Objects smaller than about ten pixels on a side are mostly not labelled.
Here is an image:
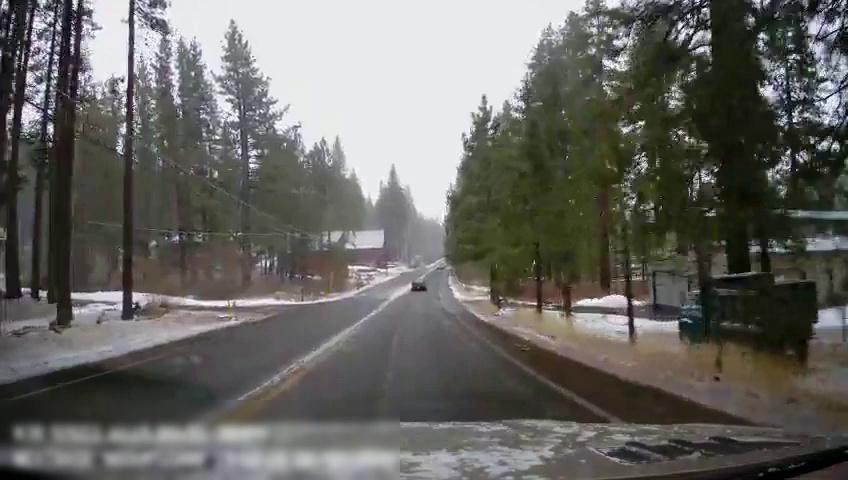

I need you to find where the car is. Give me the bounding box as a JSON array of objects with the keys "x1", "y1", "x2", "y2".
[{"x1": 410, "y1": 281, "x2": 427, "y2": 293}]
